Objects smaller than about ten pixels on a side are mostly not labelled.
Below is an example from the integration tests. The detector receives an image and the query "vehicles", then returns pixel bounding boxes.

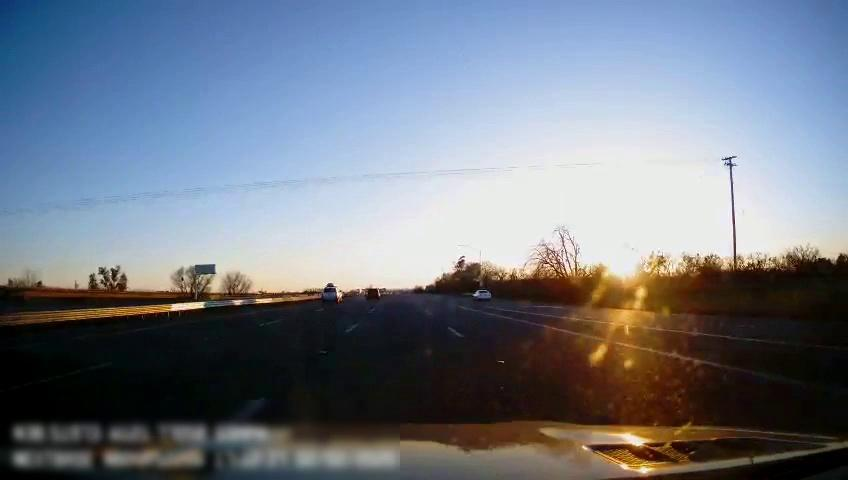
[321,282,343,304]
[366,288,381,301]
[472,289,492,301]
